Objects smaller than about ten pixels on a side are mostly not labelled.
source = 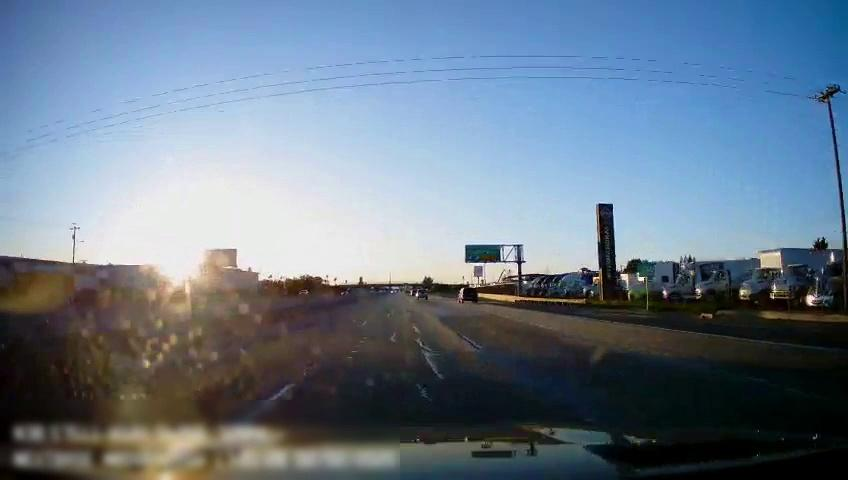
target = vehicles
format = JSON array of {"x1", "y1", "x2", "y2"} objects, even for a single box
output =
[
  {"x1": 298, "y1": 289, "x2": 310, "y2": 295},
  {"x1": 416, "y1": 290, "x2": 428, "y2": 301},
  {"x1": 457, "y1": 288, "x2": 478, "y2": 304}
]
